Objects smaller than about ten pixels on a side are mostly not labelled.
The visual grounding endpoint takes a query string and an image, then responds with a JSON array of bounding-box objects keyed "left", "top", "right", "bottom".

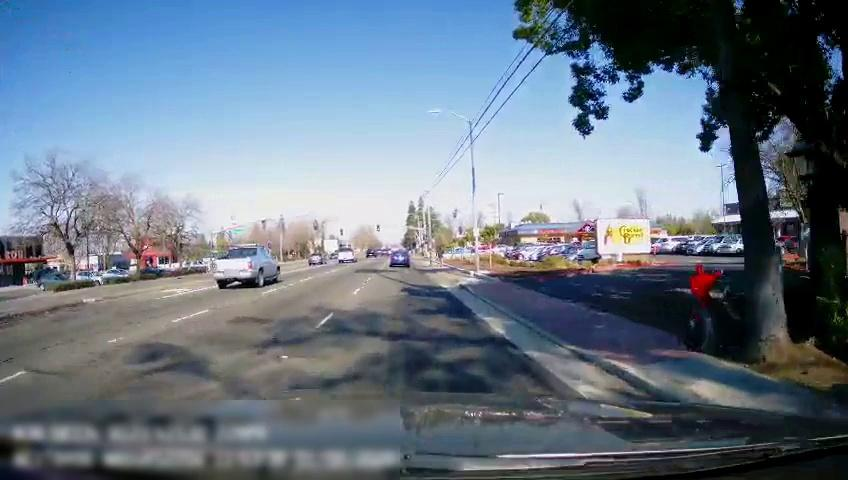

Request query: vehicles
[
  {"left": 718, "top": 238, "right": 744, "bottom": 256},
  {"left": 208, "top": 245, "right": 282, "bottom": 289},
  {"left": 338, "top": 247, "right": 359, "bottom": 264},
  {"left": 366, "top": 250, "right": 377, "bottom": 258},
  {"left": 658, "top": 235, "right": 690, "bottom": 252},
  {"left": 672, "top": 239, "right": 702, "bottom": 255},
  {"left": 698, "top": 235, "right": 744, "bottom": 256},
  {"left": 685, "top": 236, "right": 714, "bottom": 256},
  {"left": 389, "top": 250, "right": 411, "bottom": 268}
]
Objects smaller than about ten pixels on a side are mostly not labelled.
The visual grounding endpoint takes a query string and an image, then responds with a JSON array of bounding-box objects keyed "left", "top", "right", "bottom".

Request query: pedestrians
[{"left": 437, "top": 248, "right": 444, "bottom": 268}]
